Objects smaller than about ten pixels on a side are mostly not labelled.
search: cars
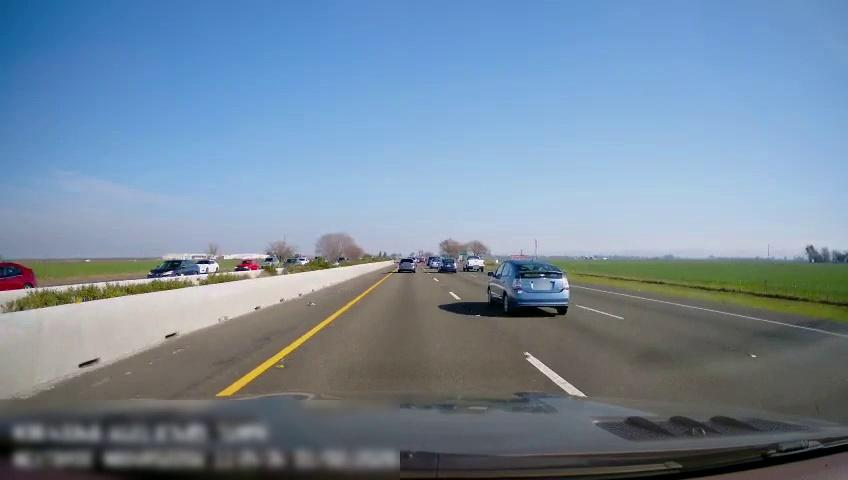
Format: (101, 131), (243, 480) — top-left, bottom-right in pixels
(436, 257), (458, 273)
(398, 257), (416, 273)
(193, 259), (220, 275)
(485, 260), (570, 316)
(428, 259), (441, 269)
(281, 257), (304, 268)
(158, 260), (200, 279)
(0, 262), (36, 292)
(233, 259), (260, 272)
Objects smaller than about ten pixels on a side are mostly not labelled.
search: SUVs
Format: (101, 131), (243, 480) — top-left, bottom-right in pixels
(260, 256), (280, 269)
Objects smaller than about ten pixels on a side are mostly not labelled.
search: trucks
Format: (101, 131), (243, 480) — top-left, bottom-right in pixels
(462, 254), (484, 272)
